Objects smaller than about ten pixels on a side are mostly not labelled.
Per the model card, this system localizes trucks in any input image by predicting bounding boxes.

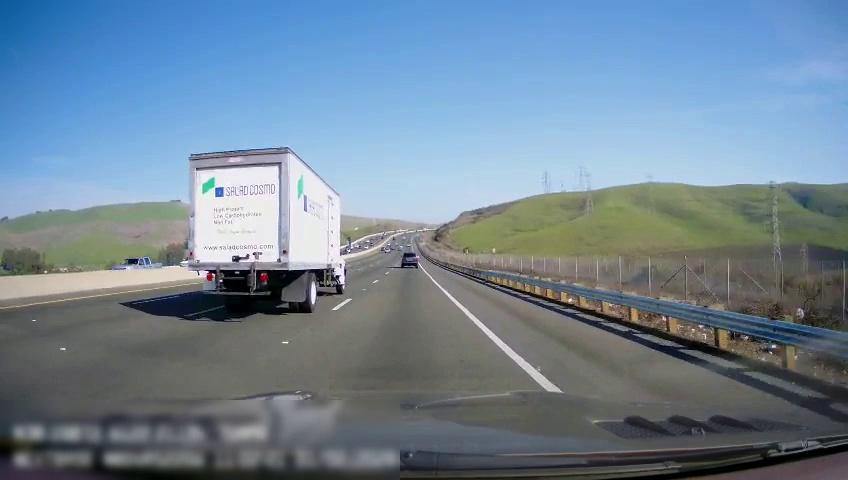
[186,145,353,314]
[112,256,152,271]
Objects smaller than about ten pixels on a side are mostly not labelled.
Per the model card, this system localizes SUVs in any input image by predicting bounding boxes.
[400,252,418,269]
